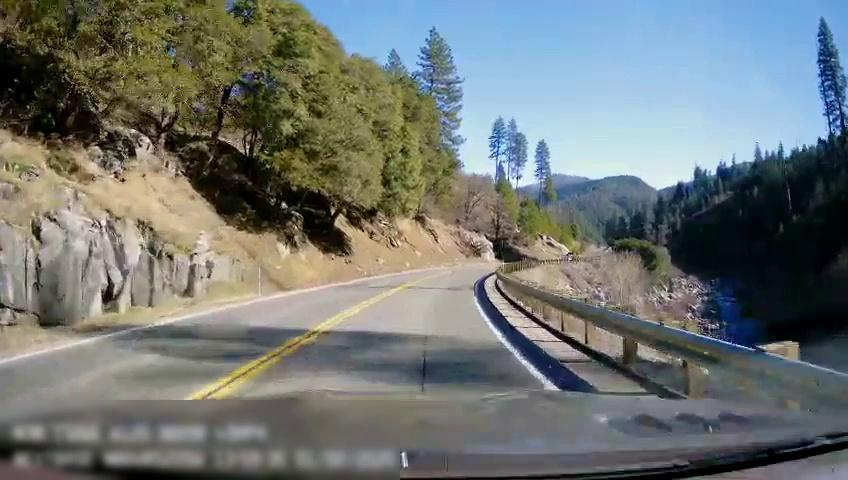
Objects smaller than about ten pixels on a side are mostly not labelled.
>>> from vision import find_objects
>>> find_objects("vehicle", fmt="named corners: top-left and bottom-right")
top-left (564, 252), bottom-right (578, 262)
